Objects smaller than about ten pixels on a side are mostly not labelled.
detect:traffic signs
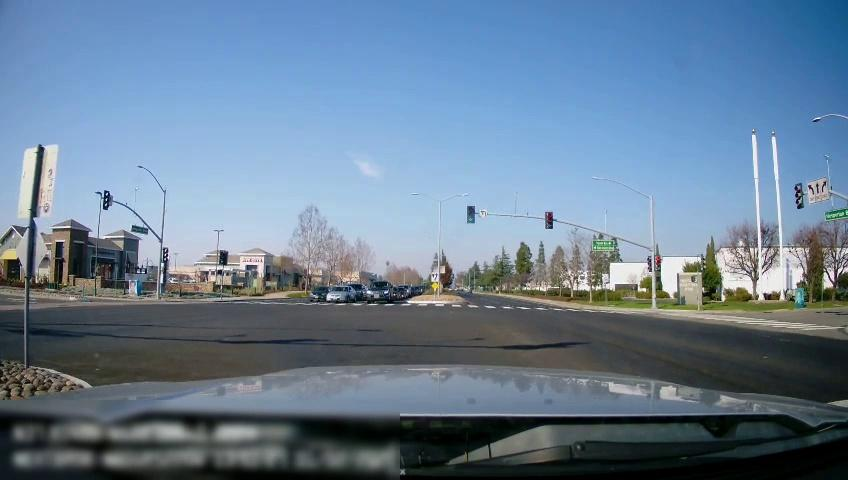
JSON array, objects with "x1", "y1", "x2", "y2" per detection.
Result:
[
  {"x1": 806, "y1": 176, "x2": 828, "y2": 204},
  {"x1": 823, "y1": 207, "x2": 848, "y2": 221},
  {"x1": 592, "y1": 239, "x2": 614, "y2": 251},
  {"x1": 431, "y1": 271, "x2": 440, "y2": 283}
]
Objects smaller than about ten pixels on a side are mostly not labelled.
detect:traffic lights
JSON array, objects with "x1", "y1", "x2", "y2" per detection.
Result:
[
  {"x1": 544, "y1": 210, "x2": 553, "y2": 228},
  {"x1": 224, "y1": 251, "x2": 229, "y2": 265},
  {"x1": 646, "y1": 255, "x2": 652, "y2": 272},
  {"x1": 219, "y1": 250, "x2": 224, "y2": 264},
  {"x1": 792, "y1": 183, "x2": 804, "y2": 209},
  {"x1": 653, "y1": 254, "x2": 660, "y2": 271},
  {"x1": 162, "y1": 248, "x2": 169, "y2": 264},
  {"x1": 103, "y1": 190, "x2": 111, "y2": 211},
  {"x1": 466, "y1": 204, "x2": 475, "y2": 223}
]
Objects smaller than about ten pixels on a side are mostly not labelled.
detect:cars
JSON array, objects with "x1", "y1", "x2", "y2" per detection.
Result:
[
  {"x1": 310, "y1": 287, "x2": 332, "y2": 304},
  {"x1": 352, "y1": 284, "x2": 367, "y2": 301},
  {"x1": 367, "y1": 282, "x2": 396, "y2": 304},
  {"x1": 329, "y1": 285, "x2": 359, "y2": 302},
  {"x1": 393, "y1": 284, "x2": 406, "y2": 302}
]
